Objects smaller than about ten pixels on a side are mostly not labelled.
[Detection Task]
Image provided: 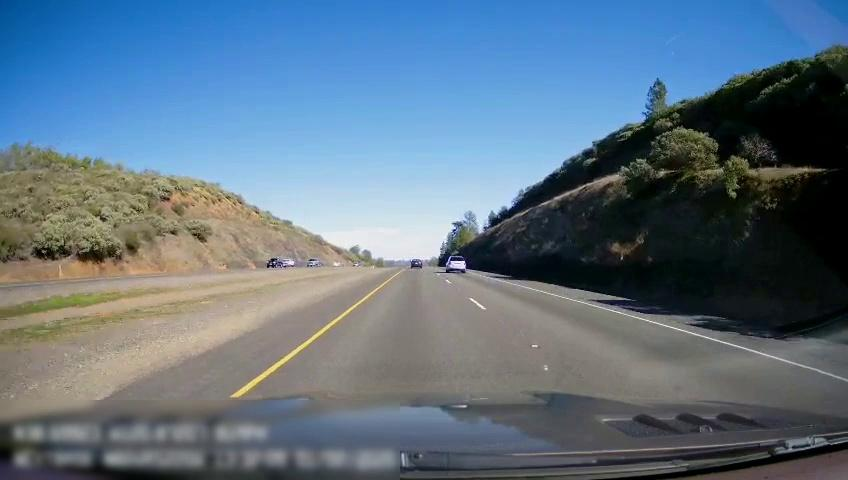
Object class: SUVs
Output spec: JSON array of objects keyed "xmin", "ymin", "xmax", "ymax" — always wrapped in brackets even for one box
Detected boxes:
[{"xmin": 445, "ymin": 256, "xmax": 466, "ymax": 273}]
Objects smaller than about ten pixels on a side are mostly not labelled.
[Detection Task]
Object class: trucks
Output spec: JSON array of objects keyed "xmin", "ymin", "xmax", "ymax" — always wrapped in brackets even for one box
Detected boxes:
[
  {"xmin": 280, "ymin": 259, "xmax": 296, "ymax": 268},
  {"xmin": 306, "ymin": 258, "xmax": 321, "ymax": 268},
  {"xmin": 266, "ymin": 258, "xmax": 283, "ymax": 269}
]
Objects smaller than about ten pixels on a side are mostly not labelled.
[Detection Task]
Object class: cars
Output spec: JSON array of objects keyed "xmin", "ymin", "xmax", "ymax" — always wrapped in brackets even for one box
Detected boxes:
[{"xmin": 411, "ymin": 259, "xmax": 422, "ymax": 268}]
